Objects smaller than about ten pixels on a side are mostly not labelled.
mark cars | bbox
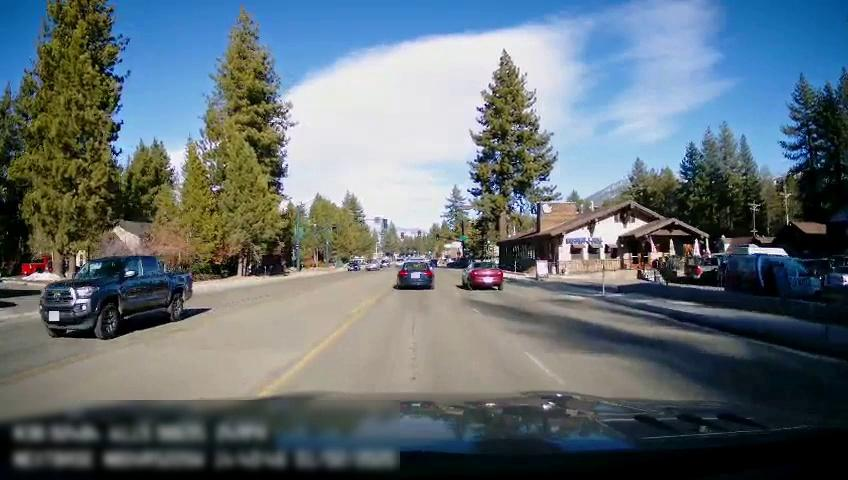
[397,259,434,290]
[365,258,381,272]
[461,261,504,292]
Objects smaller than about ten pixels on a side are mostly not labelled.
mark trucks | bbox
[40,254,193,341]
